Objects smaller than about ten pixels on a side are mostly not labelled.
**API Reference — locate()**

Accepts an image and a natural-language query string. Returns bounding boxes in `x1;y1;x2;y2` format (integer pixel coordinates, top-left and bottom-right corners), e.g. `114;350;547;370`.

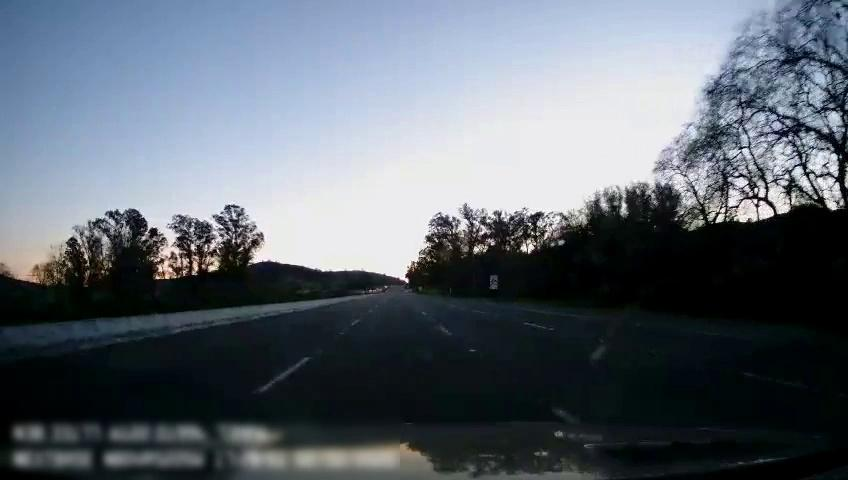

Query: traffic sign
490;274;497;290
